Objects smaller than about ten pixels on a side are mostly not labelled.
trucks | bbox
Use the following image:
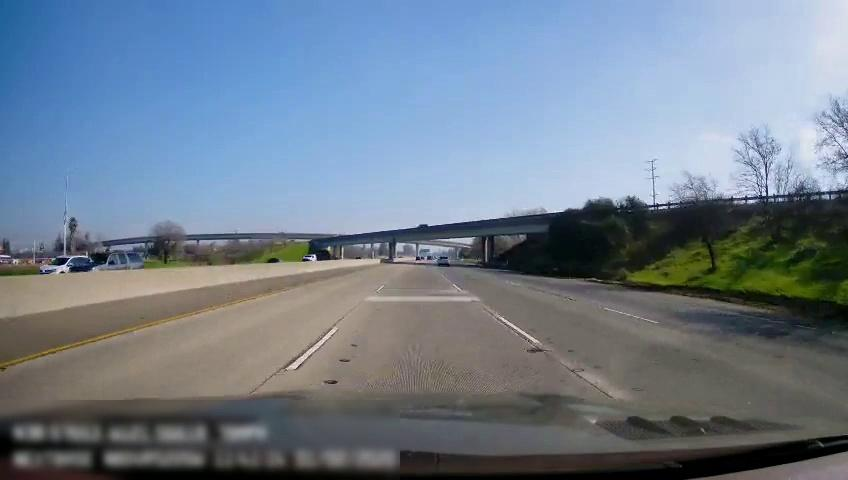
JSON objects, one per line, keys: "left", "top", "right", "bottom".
{"left": 302, "top": 254, "right": 318, "bottom": 262}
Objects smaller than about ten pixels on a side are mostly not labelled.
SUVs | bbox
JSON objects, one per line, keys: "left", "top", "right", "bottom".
{"left": 40, "top": 255, "right": 90, "bottom": 275}
{"left": 67, "top": 249, "right": 145, "bottom": 274}
{"left": 435, "top": 256, "right": 449, "bottom": 267}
